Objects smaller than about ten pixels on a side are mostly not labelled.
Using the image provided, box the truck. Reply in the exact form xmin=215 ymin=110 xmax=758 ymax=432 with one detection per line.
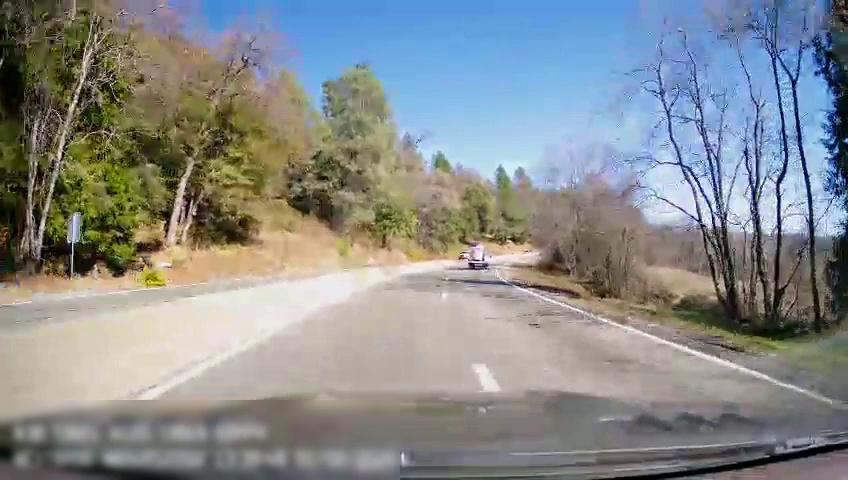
xmin=467 ymin=244 xmax=490 ymax=270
